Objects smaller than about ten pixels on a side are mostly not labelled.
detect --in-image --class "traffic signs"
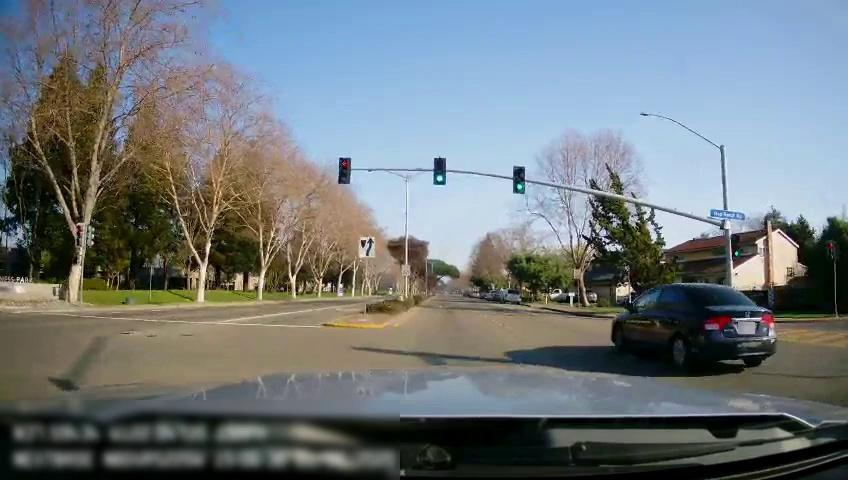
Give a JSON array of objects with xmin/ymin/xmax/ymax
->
[
  {"xmin": 357, "ymin": 236, "xmax": 377, "ymax": 258},
  {"xmin": 709, "ymin": 208, "xmax": 745, "ymax": 221},
  {"xmin": 401, "ymin": 264, "xmax": 411, "ymax": 276}
]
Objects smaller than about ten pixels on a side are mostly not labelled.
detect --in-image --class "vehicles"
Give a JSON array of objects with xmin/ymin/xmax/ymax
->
[
  {"xmin": 609, "ymin": 281, "xmax": 777, "ymax": 374},
  {"xmin": 535, "ymin": 288, "xmax": 571, "ymax": 304},
  {"xmin": 500, "ymin": 287, "xmax": 522, "ymax": 305},
  {"xmin": 483, "ymin": 287, "xmax": 499, "ymax": 301},
  {"xmin": 571, "ymin": 287, "xmax": 598, "ymax": 305}
]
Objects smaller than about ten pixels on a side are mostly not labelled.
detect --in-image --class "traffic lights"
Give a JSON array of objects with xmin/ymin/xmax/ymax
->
[
  {"xmin": 84, "ymin": 225, "xmax": 95, "ymax": 249},
  {"xmin": 512, "ymin": 165, "xmax": 527, "ymax": 195},
  {"xmin": 432, "ymin": 157, "xmax": 448, "ymax": 186},
  {"xmin": 74, "ymin": 222, "xmax": 86, "ymax": 249},
  {"xmin": 730, "ymin": 233, "xmax": 744, "ymax": 257},
  {"xmin": 337, "ymin": 157, "xmax": 352, "ymax": 185}
]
